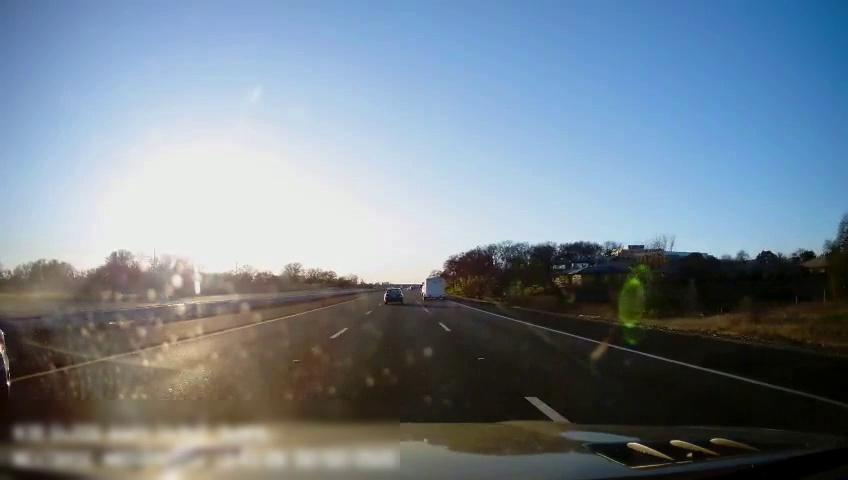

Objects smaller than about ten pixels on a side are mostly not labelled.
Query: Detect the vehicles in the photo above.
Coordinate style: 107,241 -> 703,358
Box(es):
384,287 -> 404,306
0,328 -> 11,418
420,277 -> 447,302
